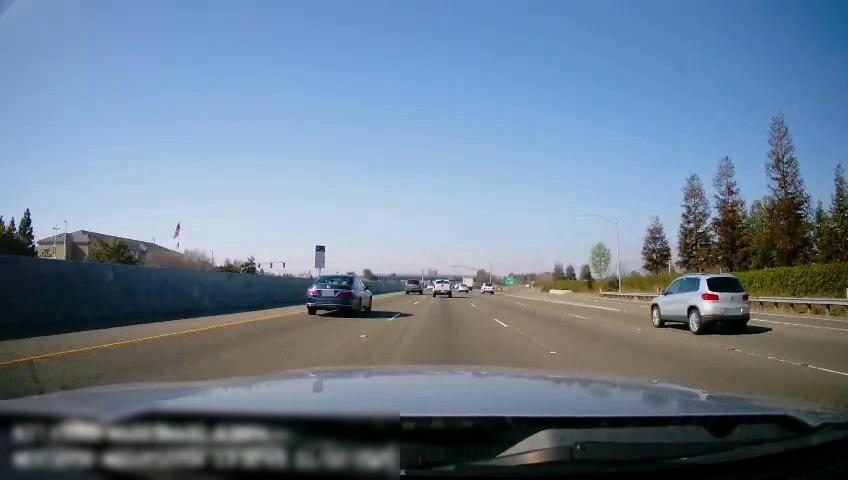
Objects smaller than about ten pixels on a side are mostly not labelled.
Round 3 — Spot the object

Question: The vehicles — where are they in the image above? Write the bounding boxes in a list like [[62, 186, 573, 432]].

[[650, 273, 750, 334], [432, 279, 452, 297], [404, 278, 425, 295], [305, 274, 372, 318], [462, 277, 473, 291], [457, 283, 469, 294], [480, 283, 496, 294]]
